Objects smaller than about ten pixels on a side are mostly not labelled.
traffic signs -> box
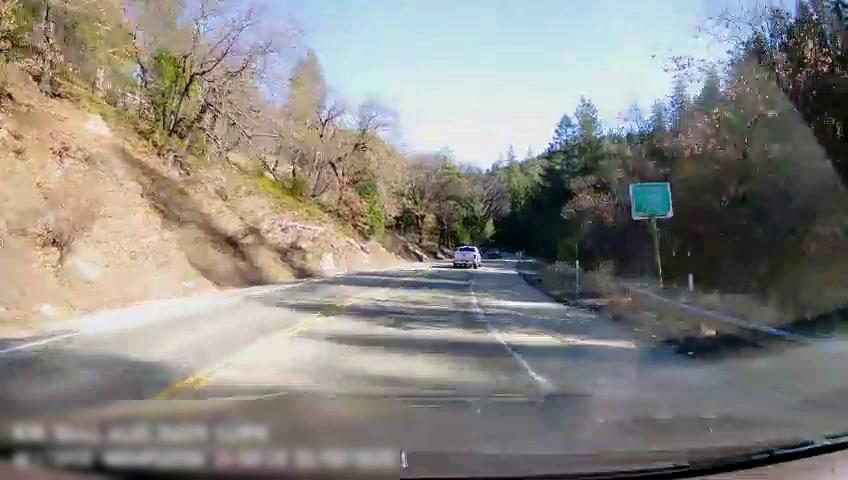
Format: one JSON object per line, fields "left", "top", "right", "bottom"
{"left": 629, "top": 182, "right": 674, "bottom": 219}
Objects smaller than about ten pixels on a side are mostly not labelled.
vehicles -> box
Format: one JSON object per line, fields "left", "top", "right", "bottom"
{"left": 488, "top": 250, "right": 503, "bottom": 261}
{"left": 453, "top": 246, "right": 481, "bottom": 269}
